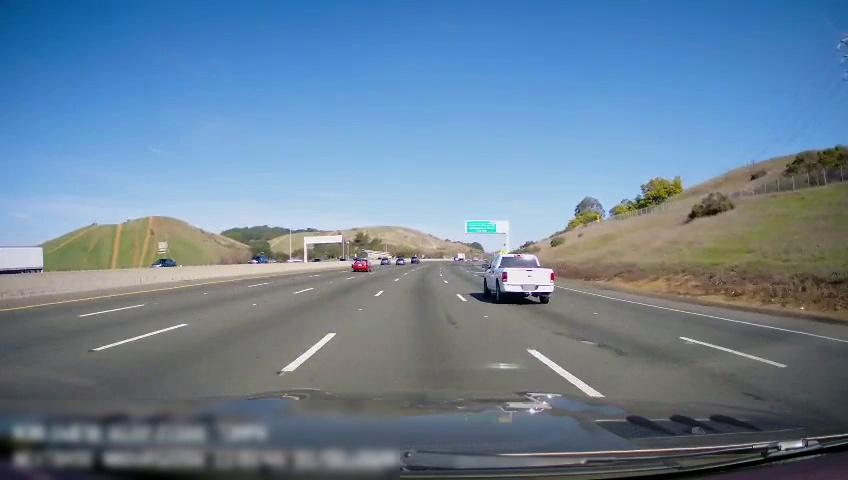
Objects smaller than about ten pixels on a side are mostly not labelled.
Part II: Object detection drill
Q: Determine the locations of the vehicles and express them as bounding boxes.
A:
[247,255,269,265]
[351,258,373,273]
[152,257,176,269]
[0,246,44,275]
[481,253,555,305]
[380,257,391,266]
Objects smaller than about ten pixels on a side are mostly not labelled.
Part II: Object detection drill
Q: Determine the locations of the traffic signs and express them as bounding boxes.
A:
[466,221,497,234]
